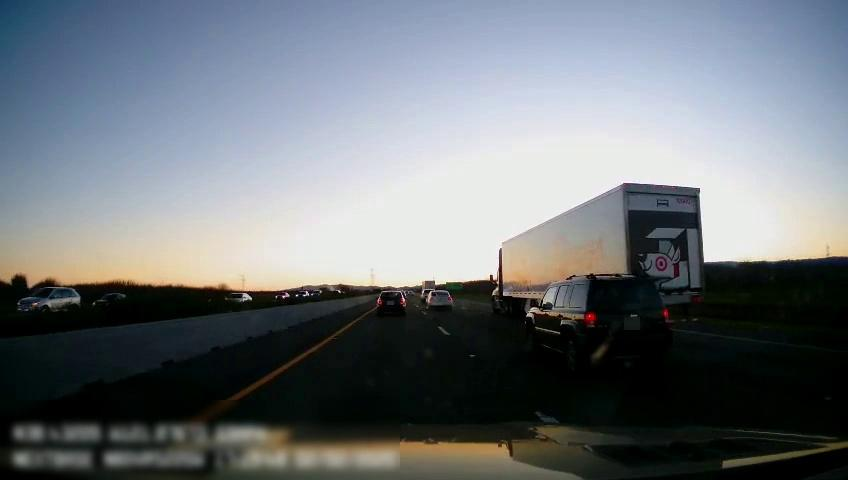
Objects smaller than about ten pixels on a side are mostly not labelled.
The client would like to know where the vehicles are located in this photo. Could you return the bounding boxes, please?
[376,290,407,317]
[92,293,127,310]
[295,290,310,298]
[310,289,324,297]
[489,182,707,323]
[224,292,253,303]
[425,290,453,311]
[420,288,437,304]
[421,280,436,291]
[16,286,82,315]
[274,291,291,300]
[524,272,675,376]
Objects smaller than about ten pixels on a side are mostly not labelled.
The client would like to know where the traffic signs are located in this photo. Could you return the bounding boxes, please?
[445,282,464,290]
